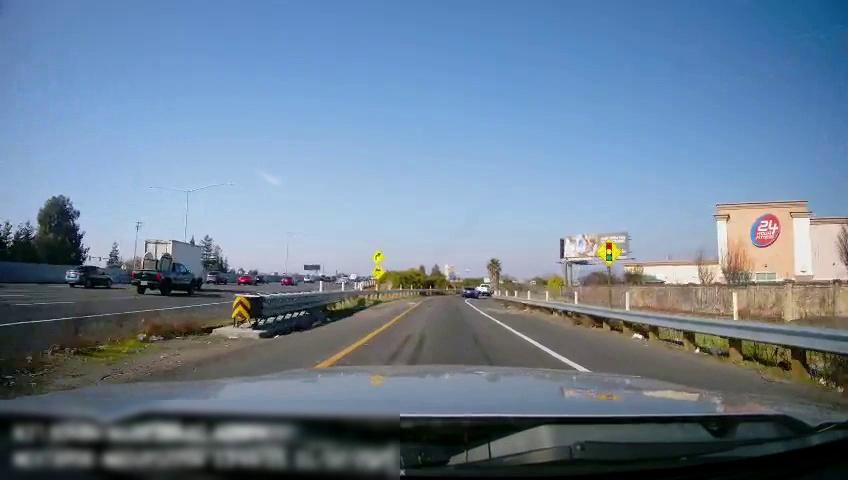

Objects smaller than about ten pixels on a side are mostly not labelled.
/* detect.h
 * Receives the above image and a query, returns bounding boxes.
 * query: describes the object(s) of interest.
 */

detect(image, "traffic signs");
[233,295,252,323]
[371,248,386,264]
[371,264,386,280]
[598,239,621,266]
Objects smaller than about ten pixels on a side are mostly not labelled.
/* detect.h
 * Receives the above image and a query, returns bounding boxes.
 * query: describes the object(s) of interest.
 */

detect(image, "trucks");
[142,239,204,289]
[475,283,494,296]
[130,262,197,297]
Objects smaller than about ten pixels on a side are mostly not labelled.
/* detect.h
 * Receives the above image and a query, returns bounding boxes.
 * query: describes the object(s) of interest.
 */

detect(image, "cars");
[237,274,257,287]
[463,288,479,298]
[206,270,227,285]
[65,265,113,290]
[280,276,298,287]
